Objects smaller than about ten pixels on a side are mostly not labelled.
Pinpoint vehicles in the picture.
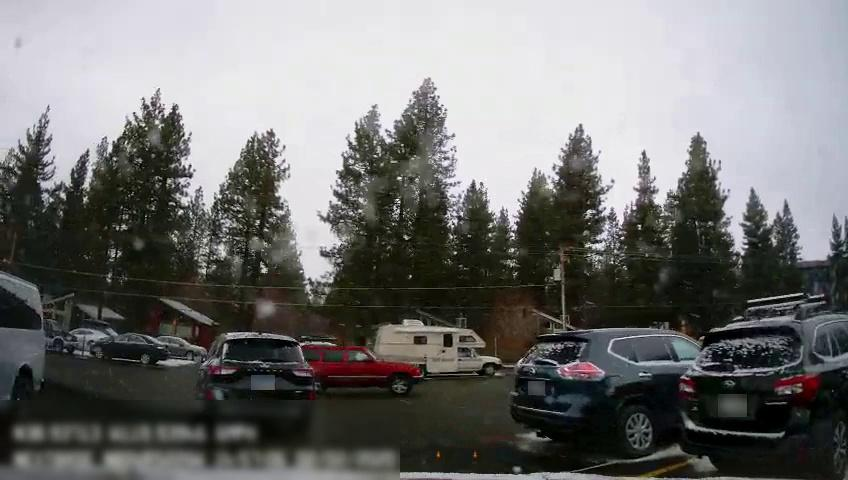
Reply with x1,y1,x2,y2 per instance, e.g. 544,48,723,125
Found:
158,335,206,362
91,333,171,368
508,329,705,459
0,272,47,428
193,331,315,439
373,318,504,377
300,343,422,399
677,316,848,480
48,329,106,356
